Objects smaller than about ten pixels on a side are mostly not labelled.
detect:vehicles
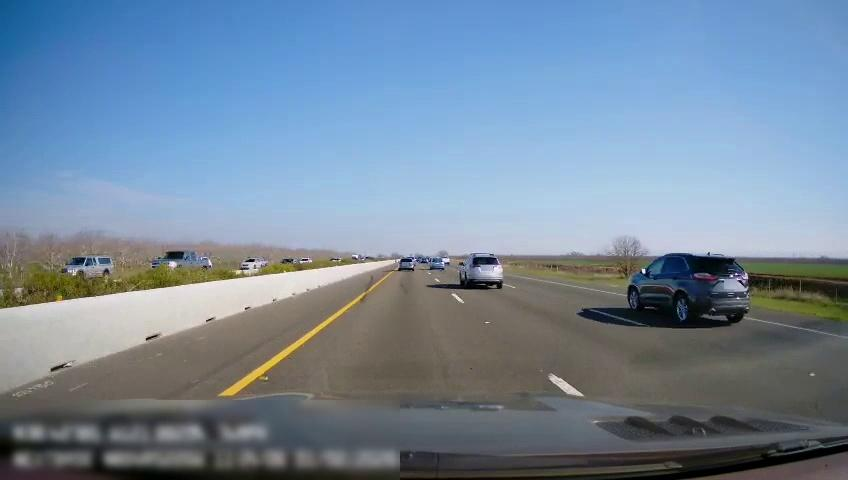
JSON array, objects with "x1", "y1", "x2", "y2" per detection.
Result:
[
  {"x1": 430, "y1": 256, "x2": 445, "y2": 270},
  {"x1": 58, "y1": 256, "x2": 115, "y2": 280},
  {"x1": 457, "y1": 254, "x2": 504, "y2": 290},
  {"x1": 626, "y1": 252, "x2": 751, "y2": 325},
  {"x1": 149, "y1": 249, "x2": 208, "y2": 271},
  {"x1": 280, "y1": 258, "x2": 299, "y2": 265},
  {"x1": 239, "y1": 257, "x2": 263, "y2": 271},
  {"x1": 398, "y1": 258, "x2": 415, "y2": 272}
]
